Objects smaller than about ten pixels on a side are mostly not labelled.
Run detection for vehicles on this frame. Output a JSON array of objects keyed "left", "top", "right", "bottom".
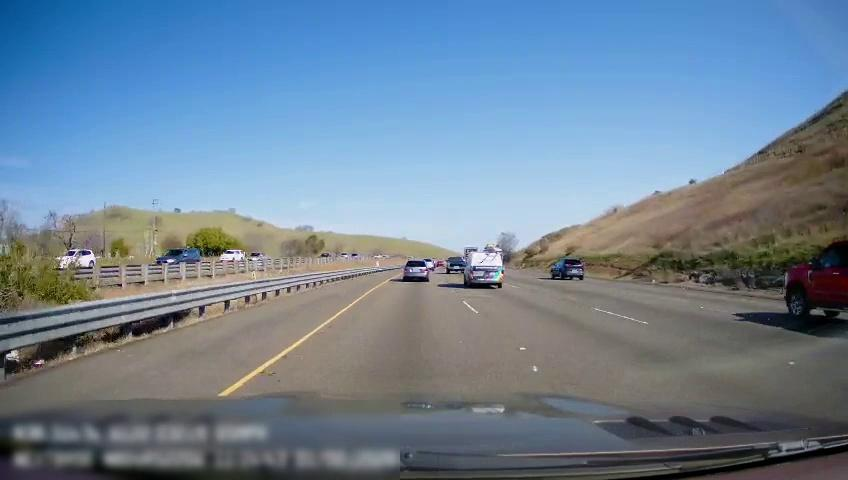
[
  {"left": 53, "top": 248, "right": 97, "bottom": 271},
  {"left": 463, "top": 244, "right": 505, "bottom": 289},
  {"left": 783, "top": 238, "right": 848, "bottom": 320},
  {"left": 446, "top": 255, "right": 467, "bottom": 274},
  {"left": 463, "top": 247, "right": 478, "bottom": 261},
  {"left": 154, "top": 247, "right": 202, "bottom": 266},
  {"left": 219, "top": 249, "right": 246, "bottom": 263},
  {"left": 318, "top": 252, "right": 334, "bottom": 258},
  {"left": 247, "top": 252, "right": 266, "bottom": 262},
  {"left": 550, "top": 256, "right": 585, "bottom": 281},
  {"left": 402, "top": 259, "right": 429, "bottom": 282},
  {"left": 422, "top": 257, "right": 435, "bottom": 272}
]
